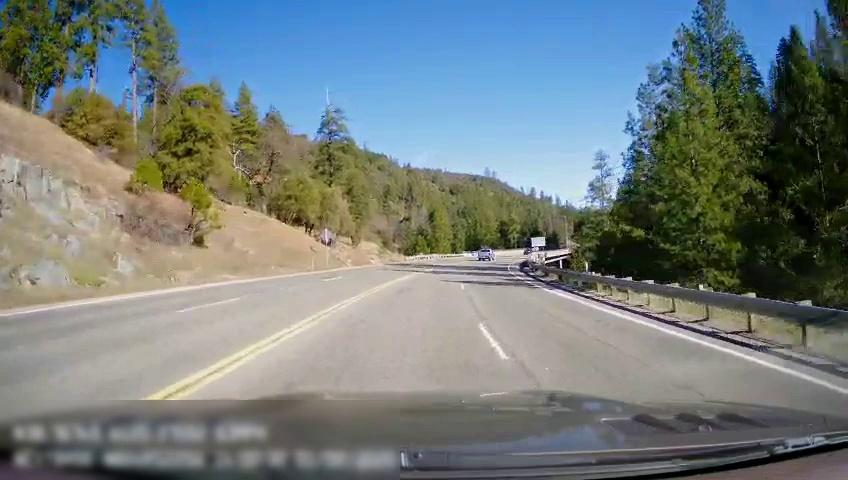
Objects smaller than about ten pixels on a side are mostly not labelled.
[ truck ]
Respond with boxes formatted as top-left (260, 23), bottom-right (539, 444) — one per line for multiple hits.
top-left (477, 248), bottom-right (493, 261)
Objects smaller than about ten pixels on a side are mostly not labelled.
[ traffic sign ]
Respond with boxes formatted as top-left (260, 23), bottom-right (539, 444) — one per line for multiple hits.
top-left (531, 237), bottom-right (546, 246)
